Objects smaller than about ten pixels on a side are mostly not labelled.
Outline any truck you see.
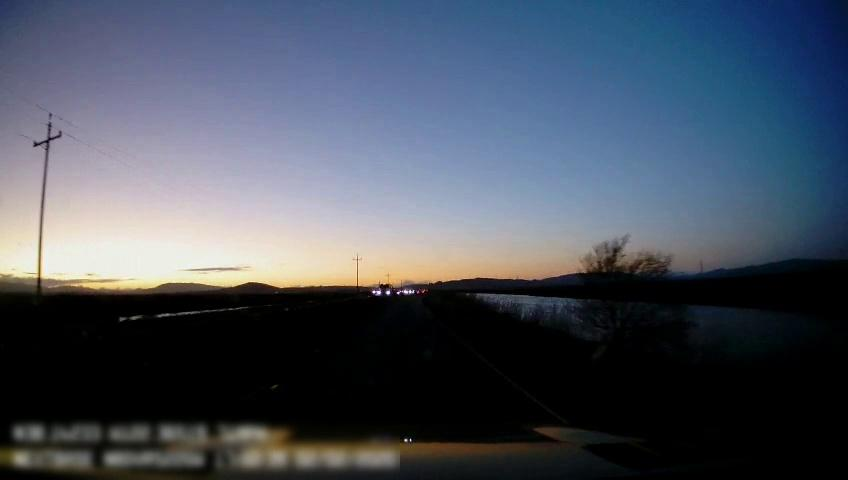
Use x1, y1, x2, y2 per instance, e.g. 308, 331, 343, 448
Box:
375, 284, 395, 299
